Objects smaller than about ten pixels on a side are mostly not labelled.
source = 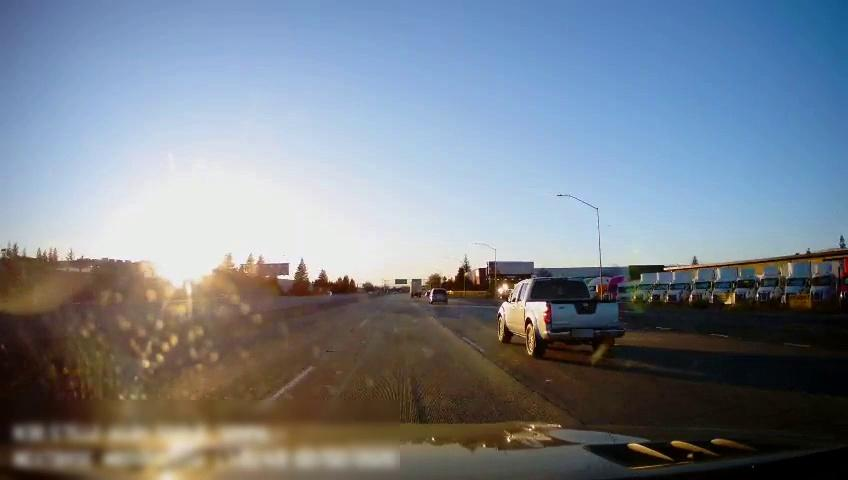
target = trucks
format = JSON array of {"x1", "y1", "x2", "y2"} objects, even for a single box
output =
[
  {"x1": 411, "y1": 280, "x2": 421, "y2": 298},
  {"x1": 496, "y1": 277, "x2": 627, "y2": 359}
]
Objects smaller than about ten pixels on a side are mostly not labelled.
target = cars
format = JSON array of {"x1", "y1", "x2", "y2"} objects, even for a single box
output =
[{"x1": 429, "y1": 288, "x2": 448, "y2": 304}]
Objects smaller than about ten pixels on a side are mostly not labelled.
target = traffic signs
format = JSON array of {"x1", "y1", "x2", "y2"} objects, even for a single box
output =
[
  {"x1": 411, "y1": 278, "x2": 422, "y2": 280},
  {"x1": 395, "y1": 279, "x2": 407, "y2": 284}
]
